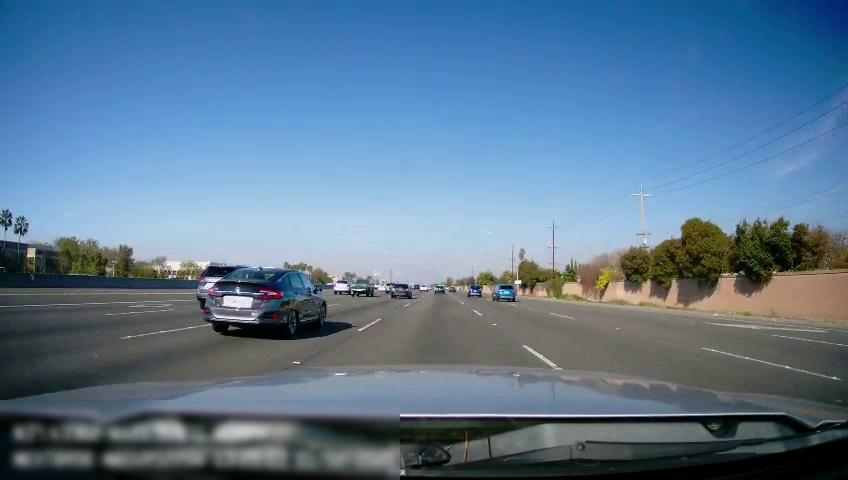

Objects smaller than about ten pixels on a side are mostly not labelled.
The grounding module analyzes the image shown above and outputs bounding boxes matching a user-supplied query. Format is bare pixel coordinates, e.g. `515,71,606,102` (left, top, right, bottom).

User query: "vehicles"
385,283,395,294
434,285,446,295
195,265,248,310
390,283,413,300
467,285,482,298
202,266,328,339
350,279,375,298
491,283,516,303
333,280,351,296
